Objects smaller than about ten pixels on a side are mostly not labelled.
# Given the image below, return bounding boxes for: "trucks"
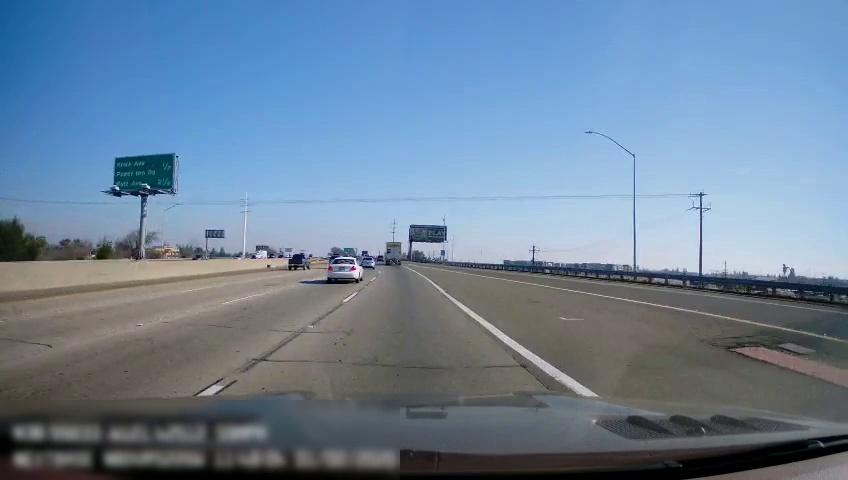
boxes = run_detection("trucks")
[286,254,313,272]
[382,242,403,266]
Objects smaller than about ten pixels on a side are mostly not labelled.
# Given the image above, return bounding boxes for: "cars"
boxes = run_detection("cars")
[325,256,365,284]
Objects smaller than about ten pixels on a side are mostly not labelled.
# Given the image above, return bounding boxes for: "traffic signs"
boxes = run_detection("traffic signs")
[110,152,179,197]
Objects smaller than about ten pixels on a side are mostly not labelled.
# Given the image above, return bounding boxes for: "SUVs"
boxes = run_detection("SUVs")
[361,256,376,270]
